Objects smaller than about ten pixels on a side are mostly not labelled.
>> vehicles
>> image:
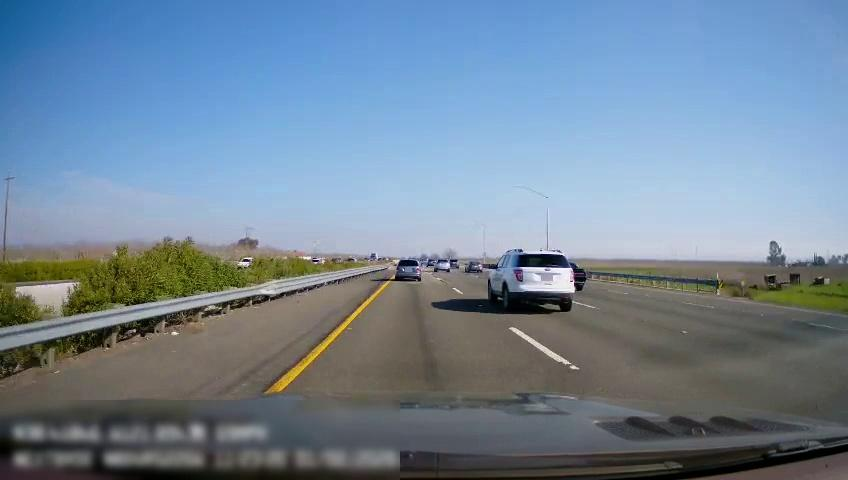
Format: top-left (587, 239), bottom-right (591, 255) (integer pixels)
top-left (569, 262), bottom-right (588, 292)
top-left (310, 257), bottom-right (322, 265)
top-left (464, 260), bottom-right (483, 273)
top-left (432, 257), bottom-right (451, 273)
top-left (395, 259), bottom-right (423, 282)
top-left (449, 258), bottom-right (459, 269)
top-left (487, 252), bottom-right (576, 313)
top-left (237, 257), bottom-right (253, 268)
